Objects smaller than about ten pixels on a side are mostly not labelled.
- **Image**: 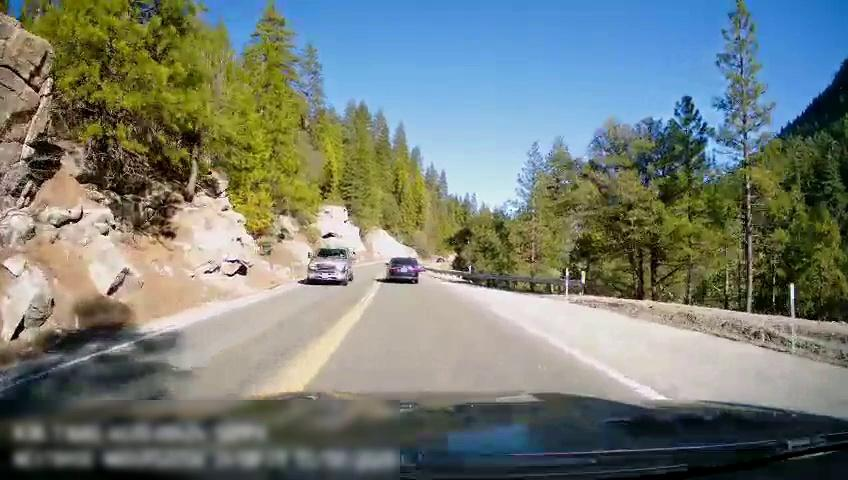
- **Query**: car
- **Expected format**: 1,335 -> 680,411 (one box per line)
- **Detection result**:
384,256 -> 419,284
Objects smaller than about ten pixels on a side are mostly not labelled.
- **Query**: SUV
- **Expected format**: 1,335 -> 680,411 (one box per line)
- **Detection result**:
306,247 -> 354,287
